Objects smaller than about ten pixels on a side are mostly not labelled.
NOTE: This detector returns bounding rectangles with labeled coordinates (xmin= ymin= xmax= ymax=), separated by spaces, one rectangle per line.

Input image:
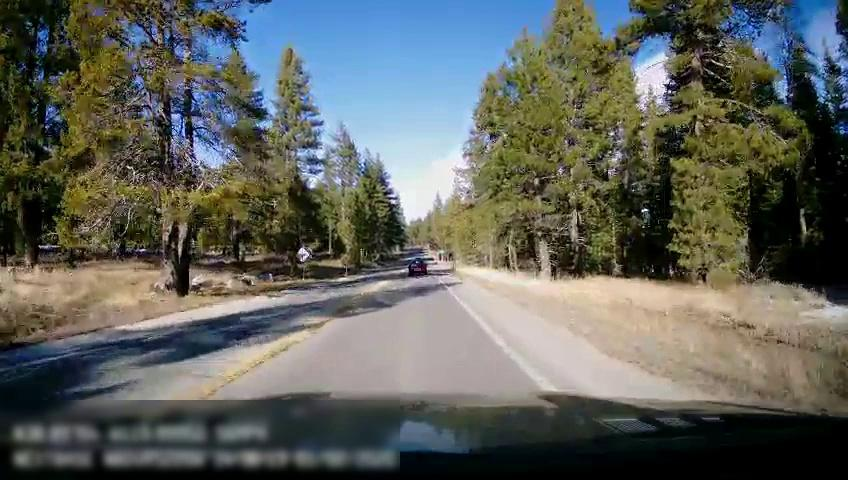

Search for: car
xmin=409 ymin=261 xmax=428 ymax=276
